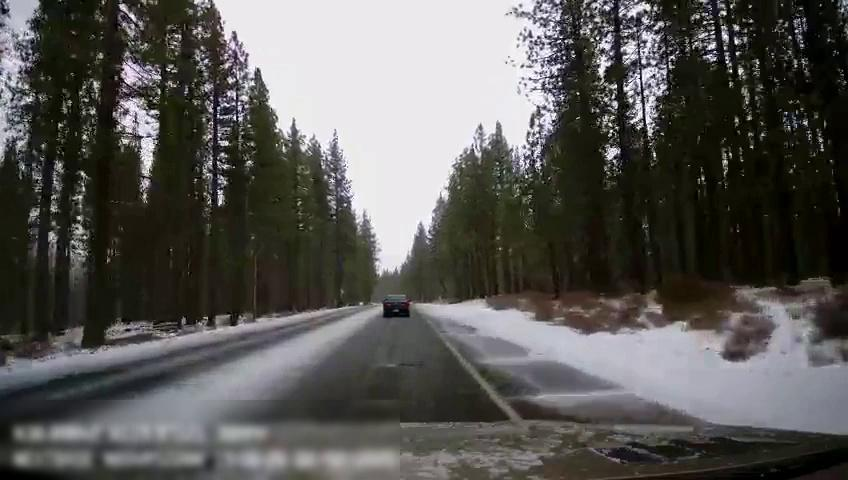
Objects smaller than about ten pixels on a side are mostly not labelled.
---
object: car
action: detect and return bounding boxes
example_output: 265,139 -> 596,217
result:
382,293 -> 410,318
